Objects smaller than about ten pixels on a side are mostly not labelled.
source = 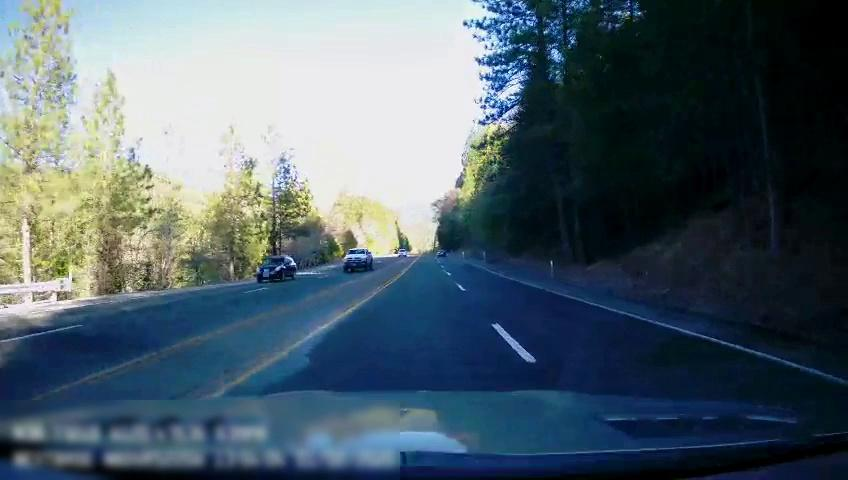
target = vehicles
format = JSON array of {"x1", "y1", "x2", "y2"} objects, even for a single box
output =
[
  {"x1": 431, "y1": 246, "x2": 446, "y2": 256},
  {"x1": 344, "y1": 248, "x2": 374, "y2": 274},
  {"x1": 256, "y1": 256, "x2": 297, "y2": 282}
]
